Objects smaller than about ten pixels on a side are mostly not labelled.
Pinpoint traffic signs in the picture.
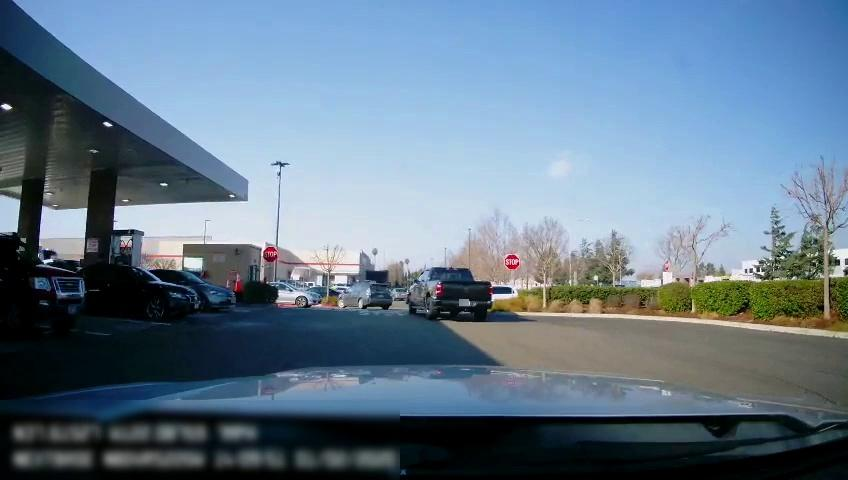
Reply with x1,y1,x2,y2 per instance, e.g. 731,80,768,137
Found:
262,245,279,263
503,252,521,273
662,256,671,272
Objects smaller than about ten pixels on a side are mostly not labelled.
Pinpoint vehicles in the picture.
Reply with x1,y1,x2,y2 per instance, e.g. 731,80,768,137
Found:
75,263,200,323
146,269,236,311
0,233,89,341
265,280,322,309
327,286,349,299
303,281,315,287
491,282,520,300
392,287,408,301
337,279,393,311
405,267,494,321
304,285,339,300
